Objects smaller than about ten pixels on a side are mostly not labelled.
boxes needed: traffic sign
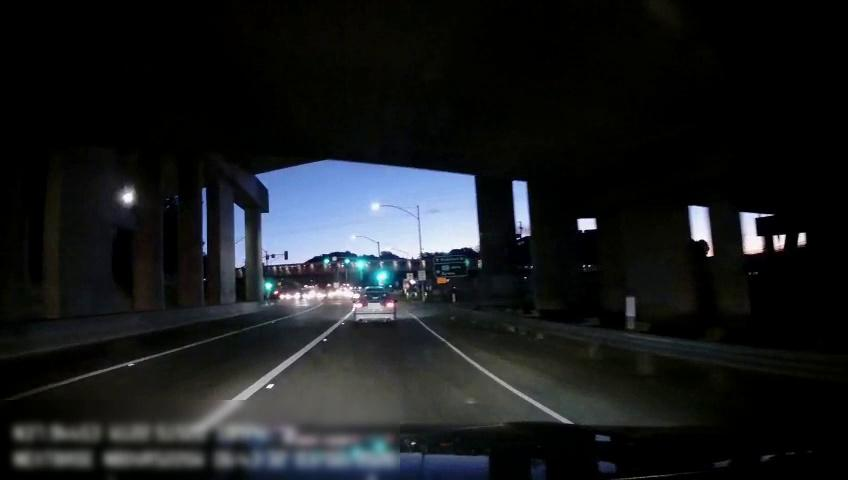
[432,254,470,279]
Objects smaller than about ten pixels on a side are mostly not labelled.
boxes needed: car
[352,289,398,326]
